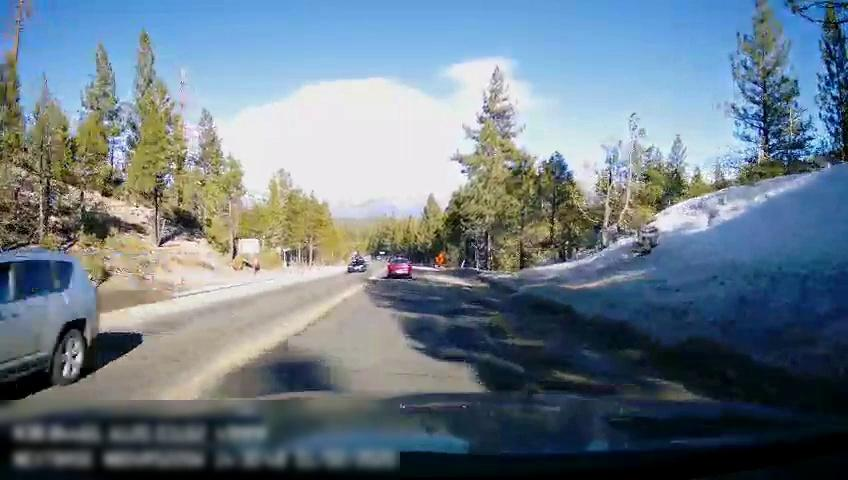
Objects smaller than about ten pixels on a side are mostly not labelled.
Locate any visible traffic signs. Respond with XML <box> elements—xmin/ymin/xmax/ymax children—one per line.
<box><xmin>434</xmin><ymin>255</ymin><xmax>444</xmax><ymax>266</ymax></box>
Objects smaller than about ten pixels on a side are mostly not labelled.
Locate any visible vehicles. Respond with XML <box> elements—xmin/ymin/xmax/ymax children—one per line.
<box><xmin>347</xmin><ymin>258</ymin><xmax>369</xmax><ymax>273</ymax></box>
<box><xmin>387</xmin><ymin>254</ymin><xmax>402</xmax><ymax>264</ymax></box>
<box><xmin>0</xmin><ymin>249</ymin><xmax>104</xmax><ymax>388</ymax></box>
<box><xmin>387</xmin><ymin>261</ymin><xmax>411</xmax><ymax>278</ymax></box>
